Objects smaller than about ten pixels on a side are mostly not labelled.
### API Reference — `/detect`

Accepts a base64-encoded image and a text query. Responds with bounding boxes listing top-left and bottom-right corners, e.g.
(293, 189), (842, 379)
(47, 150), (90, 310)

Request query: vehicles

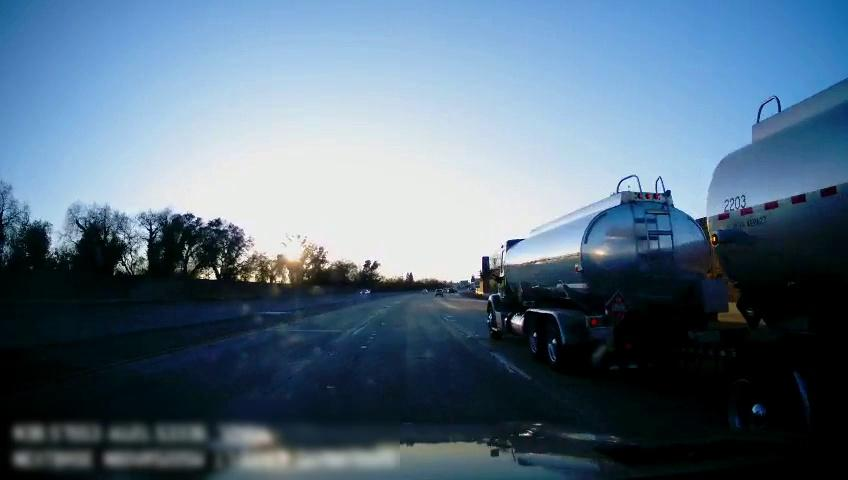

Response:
(482, 76), (848, 440)
(359, 289), (371, 294)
